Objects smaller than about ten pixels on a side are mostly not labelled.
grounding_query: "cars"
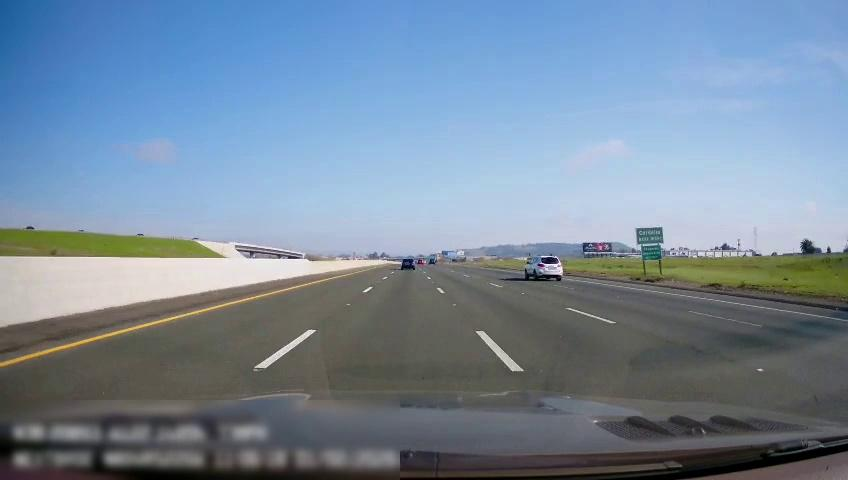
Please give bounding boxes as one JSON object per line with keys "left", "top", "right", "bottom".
{"left": 401, "top": 259, "right": 415, "bottom": 270}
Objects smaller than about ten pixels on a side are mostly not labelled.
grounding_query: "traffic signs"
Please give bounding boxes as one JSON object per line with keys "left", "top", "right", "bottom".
{"left": 634, "top": 227, "right": 664, "bottom": 244}
{"left": 641, "top": 245, "right": 664, "bottom": 261}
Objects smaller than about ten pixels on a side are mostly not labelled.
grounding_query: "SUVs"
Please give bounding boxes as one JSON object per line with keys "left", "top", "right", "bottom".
{"left": 524, "top": 255, "right": 564, "bottom": 281}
